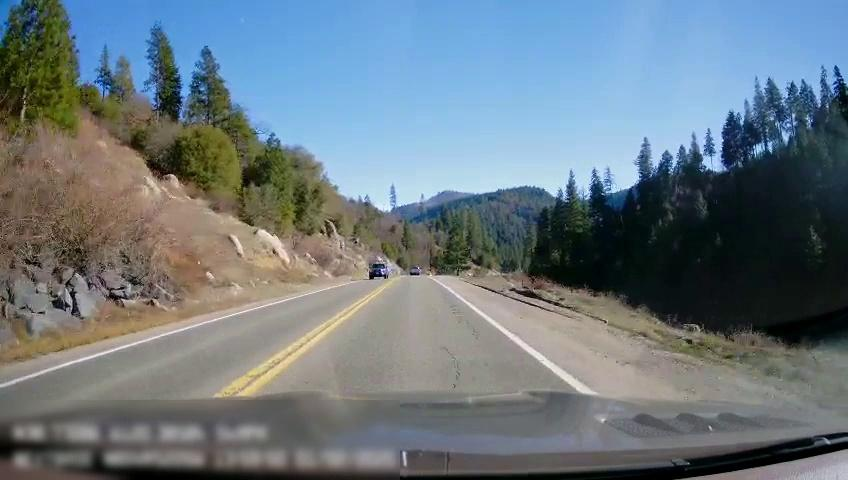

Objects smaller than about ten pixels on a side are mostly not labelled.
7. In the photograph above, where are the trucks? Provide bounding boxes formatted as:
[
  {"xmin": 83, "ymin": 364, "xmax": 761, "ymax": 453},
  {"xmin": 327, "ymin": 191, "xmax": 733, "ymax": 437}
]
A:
[
  {"xmin": 410, "ymin": 267, "xmax": 420, "ymax": 275},
  {"xmin": 367, "ymin": 263, "xmax": 391, "ymax": 280}
]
